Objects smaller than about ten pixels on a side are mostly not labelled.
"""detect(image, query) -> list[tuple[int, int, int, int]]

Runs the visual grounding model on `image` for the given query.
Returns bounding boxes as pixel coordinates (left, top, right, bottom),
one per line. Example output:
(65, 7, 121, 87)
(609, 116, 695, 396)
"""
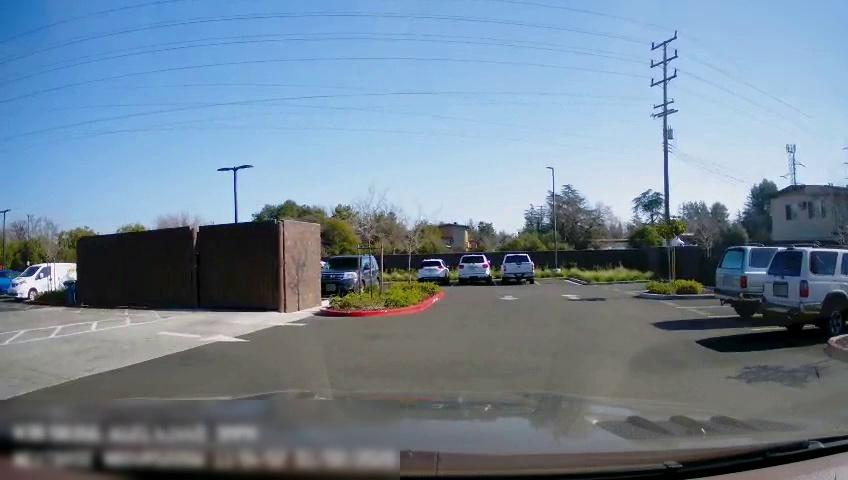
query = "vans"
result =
(7, 263, 77, 302)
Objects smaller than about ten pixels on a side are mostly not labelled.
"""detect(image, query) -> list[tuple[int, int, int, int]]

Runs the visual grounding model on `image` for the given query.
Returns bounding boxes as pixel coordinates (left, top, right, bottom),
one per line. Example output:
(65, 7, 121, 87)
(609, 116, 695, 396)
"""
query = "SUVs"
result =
(714, 245, 779, 321)
(759, 246, 848, 338)
(321, 255, 380, 299)
(459, 254, 492, 285)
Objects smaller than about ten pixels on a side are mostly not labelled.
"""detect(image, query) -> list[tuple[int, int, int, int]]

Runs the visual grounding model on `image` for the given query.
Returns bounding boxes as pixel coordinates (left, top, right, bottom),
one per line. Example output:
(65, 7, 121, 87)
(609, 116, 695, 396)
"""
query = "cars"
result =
(0, 269, 23, 294)
(418, 259, 450, 285)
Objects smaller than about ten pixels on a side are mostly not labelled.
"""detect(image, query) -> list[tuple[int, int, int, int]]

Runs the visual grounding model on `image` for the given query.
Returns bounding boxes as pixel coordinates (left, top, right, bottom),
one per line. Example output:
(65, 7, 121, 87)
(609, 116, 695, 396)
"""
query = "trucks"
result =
(501, 254, 535, 285)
